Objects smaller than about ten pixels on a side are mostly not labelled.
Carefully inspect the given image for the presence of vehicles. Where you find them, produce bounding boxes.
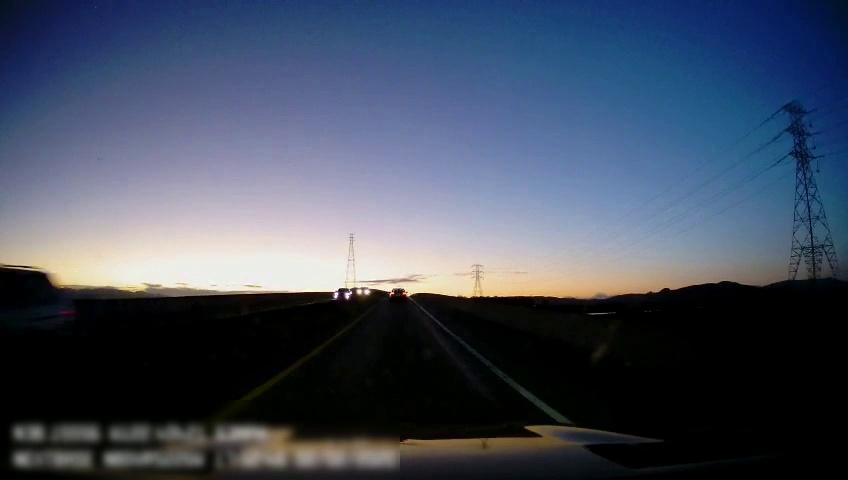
[333,288,353,302]
[356,286,372,297]
[0,265,77,347]
[388,287,408,304]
